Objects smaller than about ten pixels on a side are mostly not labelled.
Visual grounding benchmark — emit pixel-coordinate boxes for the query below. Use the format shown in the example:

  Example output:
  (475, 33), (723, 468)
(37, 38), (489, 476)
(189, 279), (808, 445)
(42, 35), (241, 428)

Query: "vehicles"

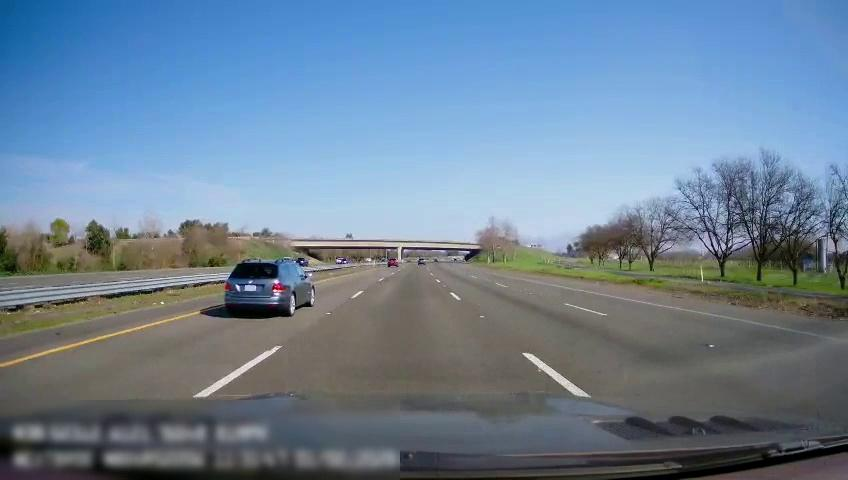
(387, 257), (400, 268)
(296, 257), (309, 268)
(417, 257), (425, 265)
(223, 258), (316, 317)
